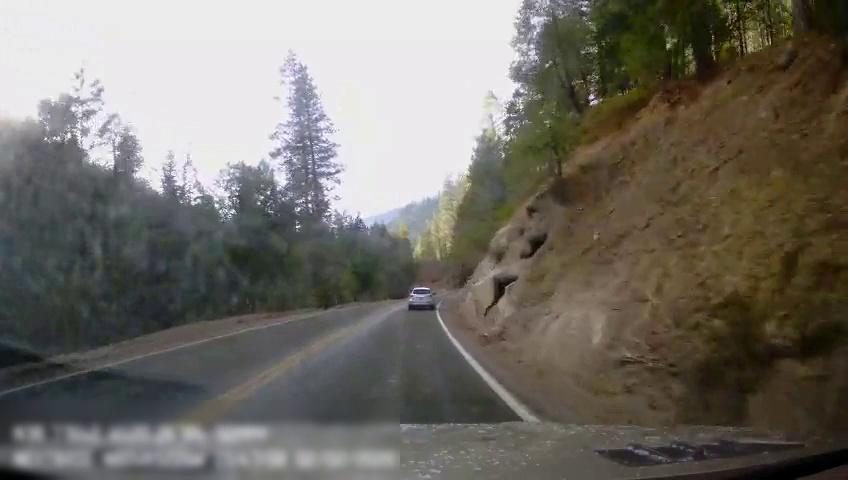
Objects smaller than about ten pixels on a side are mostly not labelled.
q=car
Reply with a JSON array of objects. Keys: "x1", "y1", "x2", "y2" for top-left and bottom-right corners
[{"x1": 408, "y1": 286, "x2": 436, "y2": 311}]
